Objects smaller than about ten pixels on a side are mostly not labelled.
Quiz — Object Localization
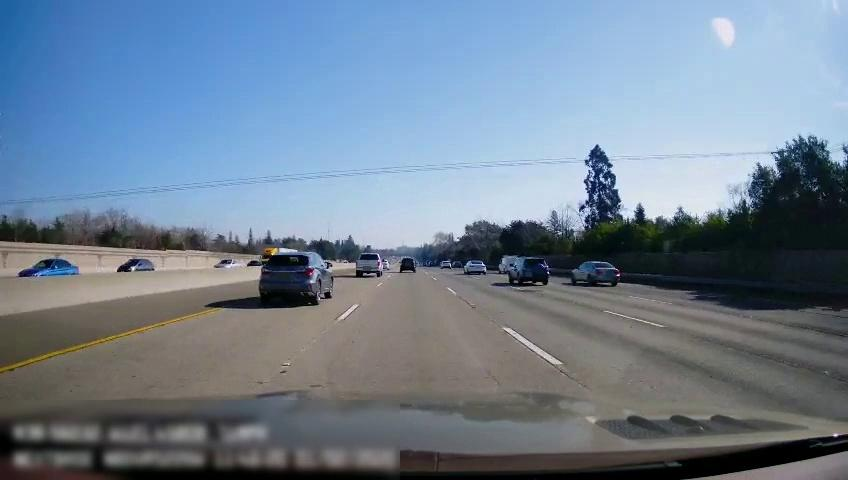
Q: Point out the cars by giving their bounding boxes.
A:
[439,260,452,270]
[377,258,390,270]
[17,257,81,278]
[214,258,242,269]
[116,257,155,273]
[463,259,487,276]
[245,260,263,267]
[569,261,621,287]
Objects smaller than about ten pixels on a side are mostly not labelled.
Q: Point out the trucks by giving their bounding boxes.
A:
[261,247,299,265]
[355,252,385,278]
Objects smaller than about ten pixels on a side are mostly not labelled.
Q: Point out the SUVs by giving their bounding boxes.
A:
[258,251,335,306]
[398,257,417,273]
[507,256,550,286]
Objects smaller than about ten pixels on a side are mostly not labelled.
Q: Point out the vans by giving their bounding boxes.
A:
[498,255,518,275]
